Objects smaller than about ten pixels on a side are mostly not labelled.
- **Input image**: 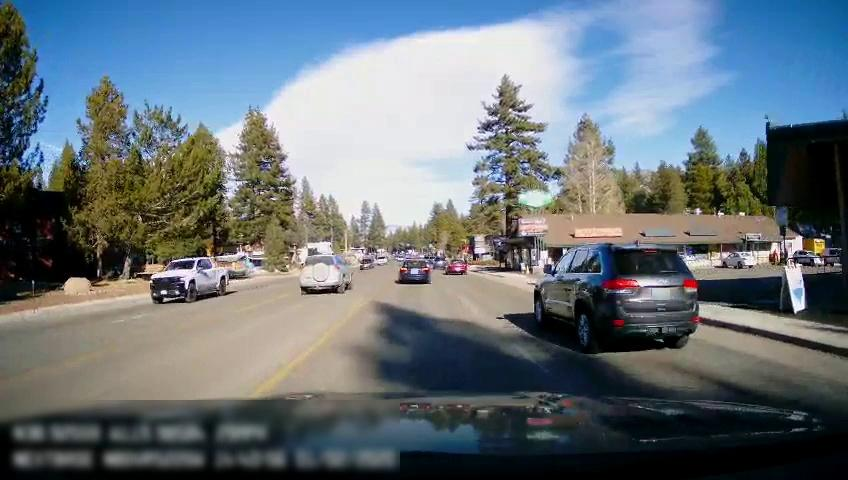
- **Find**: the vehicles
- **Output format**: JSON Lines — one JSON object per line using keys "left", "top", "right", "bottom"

{"left": 359, "top": 258, "right": 373, "bottom": 270}
{"left": 375, "top": 256, "right": 388, "bottom": 264}
{"left": 721, "top": 251, "right": 754, "bottom": 270}
{"left": 300, "top": 255, "right": 353, "bottom": 296}
{"left": 447, "top": 258, "right": 467, "bottom": 275}
{"left": 150, "top": 256, "right": 228, "bottom": 304}
{"left": 433, "top": 256, "right": 446, "bottom": 267}
{"left": 533, "top": 243, "right": 702, "bottom": 353}
{"left": 791, "top": 249, "right": 824, "bottom": 266}
{"left": 400, "top": 257, "right": 431, "bottom": 283}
